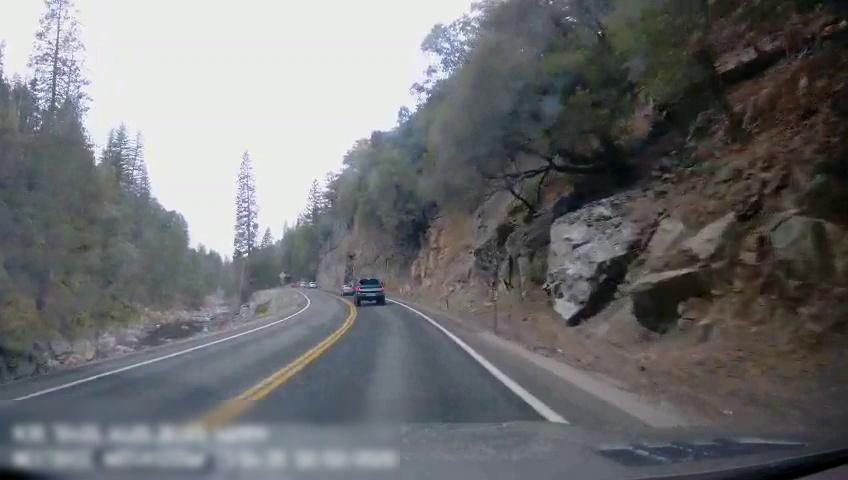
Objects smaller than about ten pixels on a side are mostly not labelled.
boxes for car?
[339,284,354,296]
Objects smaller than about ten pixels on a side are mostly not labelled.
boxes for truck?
[353,277,385,307]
